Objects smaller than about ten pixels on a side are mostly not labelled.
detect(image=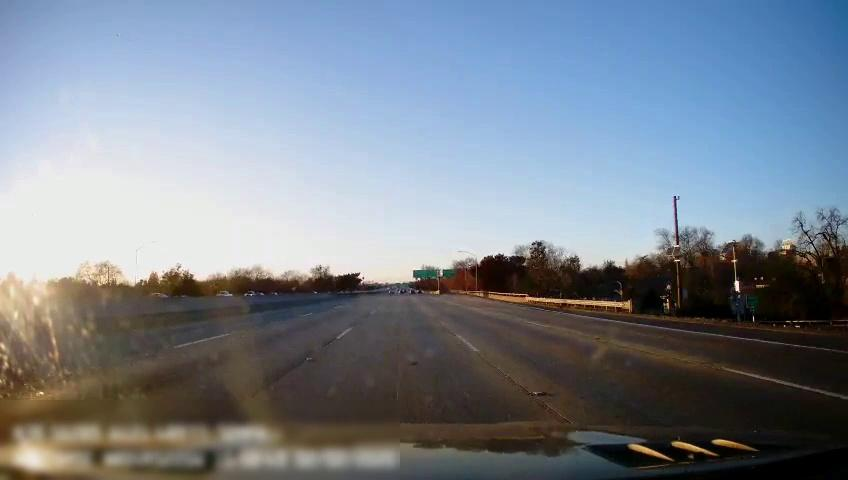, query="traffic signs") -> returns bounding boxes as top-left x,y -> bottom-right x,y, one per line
443,268 -> 455,278
746,296 -> 759,309
413,269 -> 437,279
